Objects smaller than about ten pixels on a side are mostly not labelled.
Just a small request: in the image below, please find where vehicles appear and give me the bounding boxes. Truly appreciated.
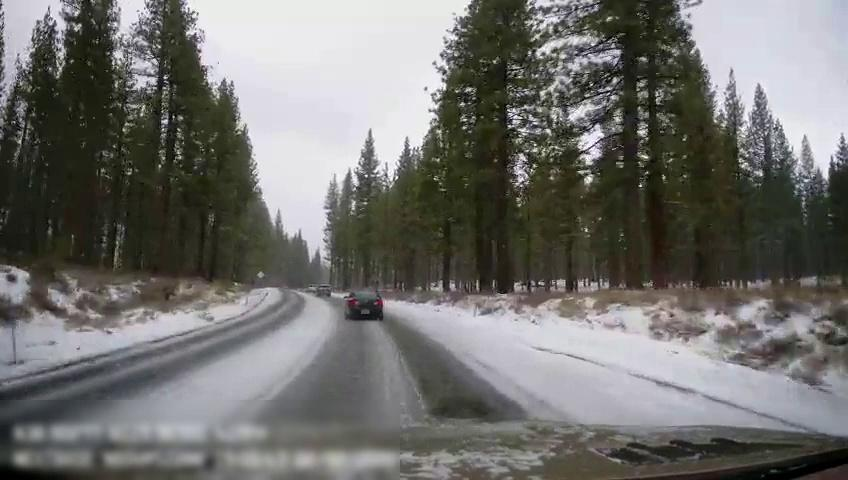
[315,283,332,297]
[305,283,317,293]
[343,290,384,320]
